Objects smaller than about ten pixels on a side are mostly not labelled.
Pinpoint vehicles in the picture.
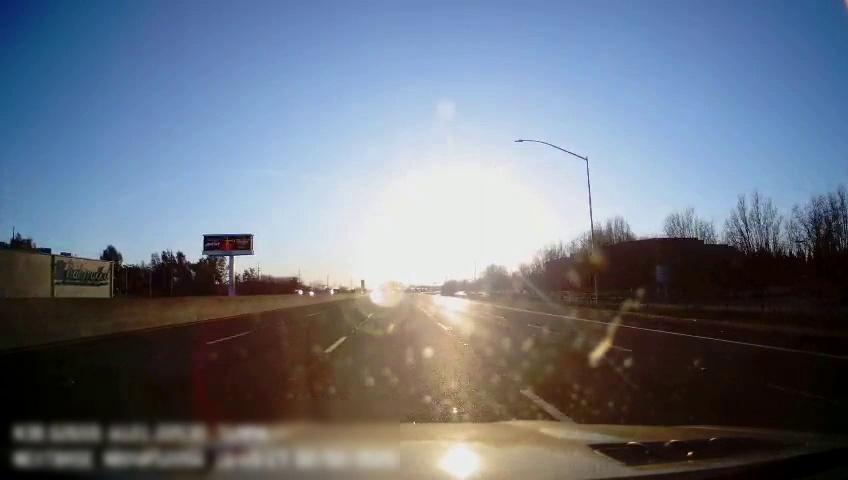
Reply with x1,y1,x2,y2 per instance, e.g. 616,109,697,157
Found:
289,290,304,297
301,291,315,297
